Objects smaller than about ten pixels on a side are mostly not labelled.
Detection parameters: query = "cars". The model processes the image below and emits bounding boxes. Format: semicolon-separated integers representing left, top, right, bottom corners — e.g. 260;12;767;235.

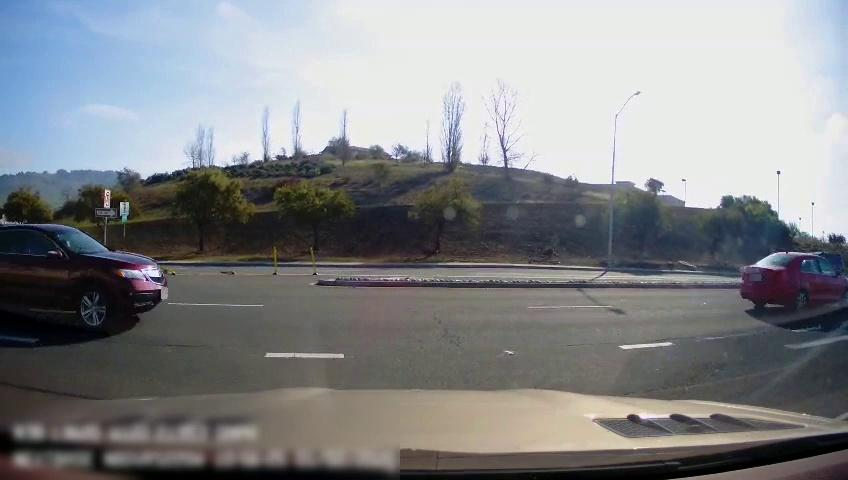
739;250;848;315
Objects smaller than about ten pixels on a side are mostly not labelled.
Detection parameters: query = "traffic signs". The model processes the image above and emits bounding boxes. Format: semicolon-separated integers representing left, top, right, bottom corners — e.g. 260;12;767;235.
104;189;111;208
95;207;116;216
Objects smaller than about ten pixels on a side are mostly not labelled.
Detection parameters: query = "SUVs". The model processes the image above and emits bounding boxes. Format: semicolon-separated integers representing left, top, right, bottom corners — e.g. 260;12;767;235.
0;222;169;334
